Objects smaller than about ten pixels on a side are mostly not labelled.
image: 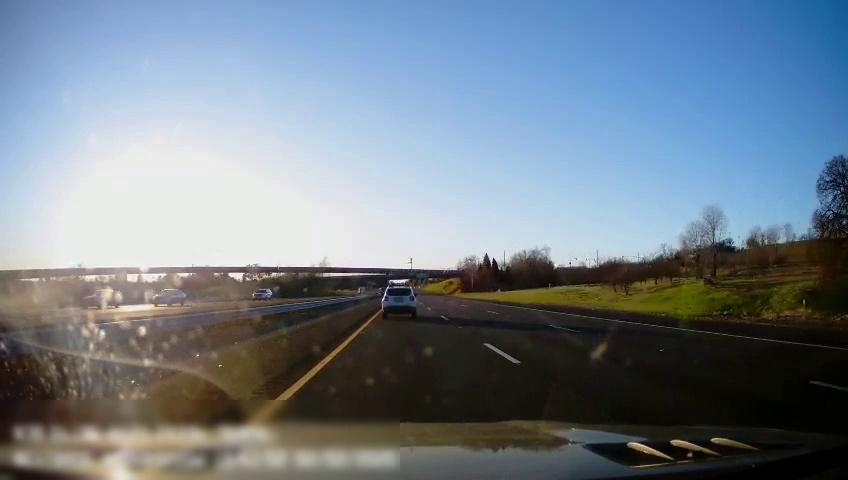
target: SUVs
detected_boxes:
[382,286,418,321]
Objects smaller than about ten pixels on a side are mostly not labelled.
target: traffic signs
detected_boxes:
[417,271,432,280]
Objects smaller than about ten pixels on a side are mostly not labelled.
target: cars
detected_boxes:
[251,288,273,302]
[152,288,188,308]
[81,289,124,310]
